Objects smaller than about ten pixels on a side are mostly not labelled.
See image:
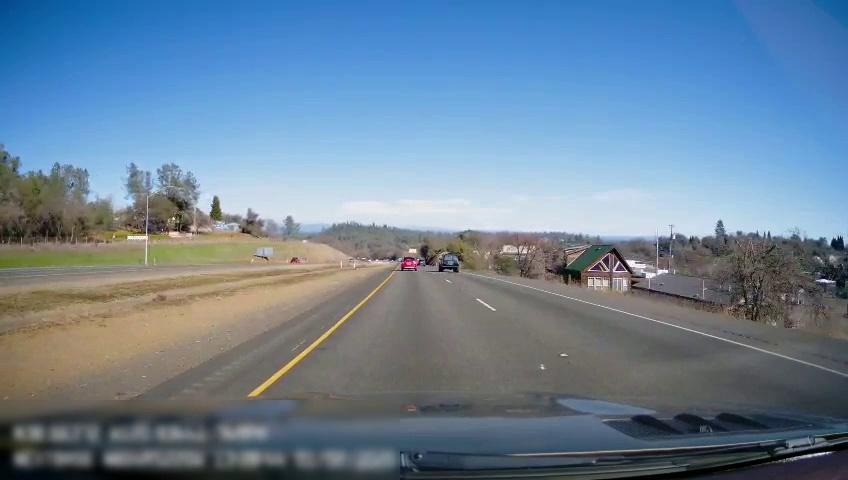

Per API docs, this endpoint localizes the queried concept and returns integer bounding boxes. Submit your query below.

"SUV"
[437,253,459,273]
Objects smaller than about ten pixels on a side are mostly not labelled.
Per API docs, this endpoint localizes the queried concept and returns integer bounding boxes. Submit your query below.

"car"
[399,255,419,272]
